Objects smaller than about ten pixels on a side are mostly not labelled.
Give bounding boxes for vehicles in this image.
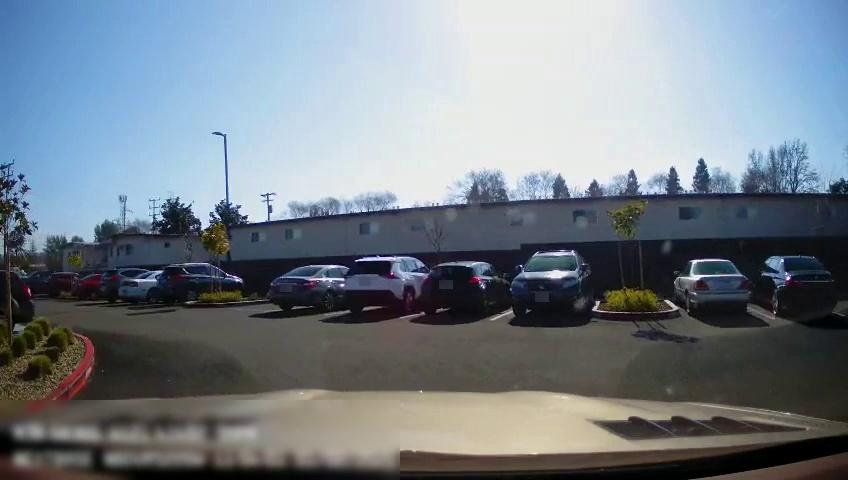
[45,272,83,297]
[672,258,752,317]
[0,269,34,326]
[22,270,53,294]
[100,268,150,301]
[157,263,246,302]
[343,255,432,315]
[755,255,840,317]
[118,269,163,303]
[511,248,596,319]
[270,264,351,313]
[421,261,512,319]
[70,273,105,295]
